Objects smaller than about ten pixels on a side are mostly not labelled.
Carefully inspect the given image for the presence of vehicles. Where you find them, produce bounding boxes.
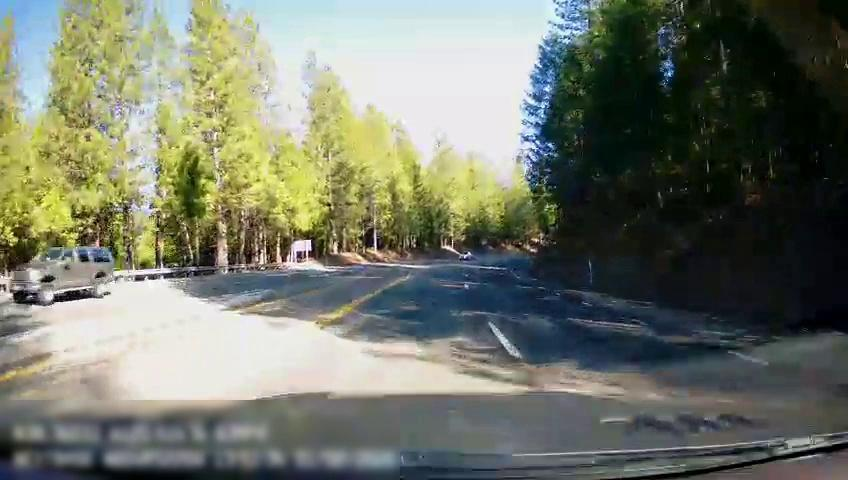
[7,246,115,307]
[456,250,473,262]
